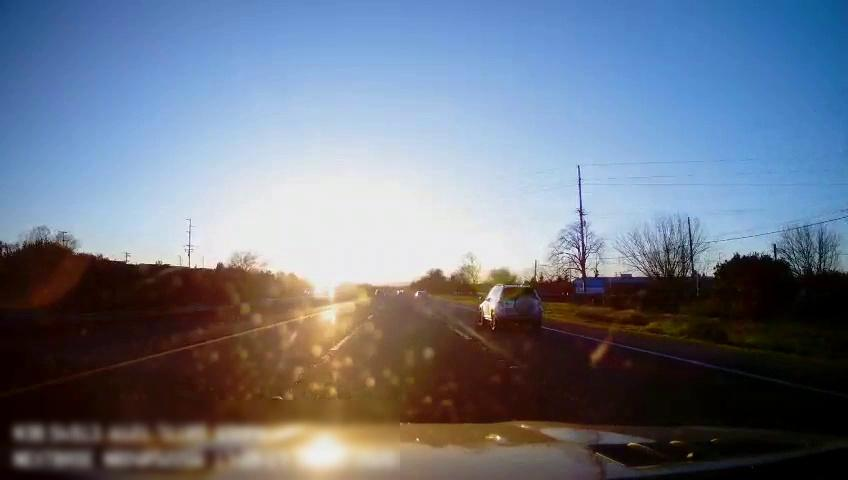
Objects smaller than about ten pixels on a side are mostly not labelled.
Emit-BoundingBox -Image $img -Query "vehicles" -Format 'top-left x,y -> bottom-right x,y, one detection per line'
374,288 -> 388,300
414,290 -> 427,300
478,285 -> 544,335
